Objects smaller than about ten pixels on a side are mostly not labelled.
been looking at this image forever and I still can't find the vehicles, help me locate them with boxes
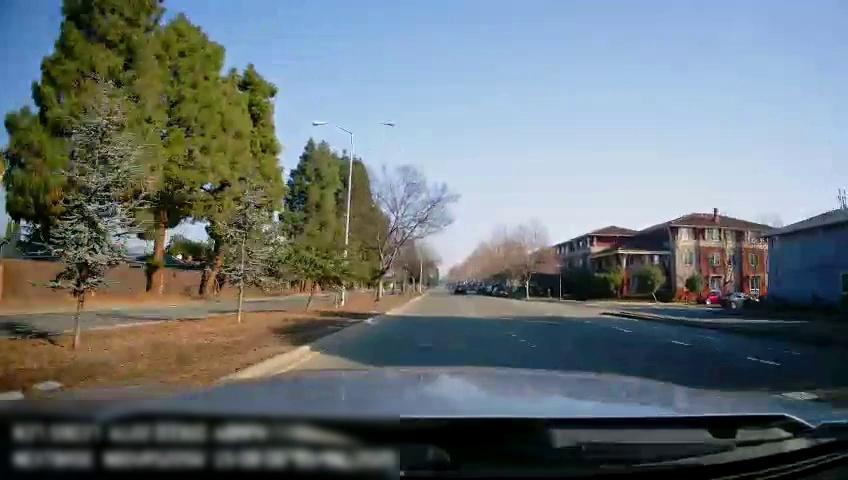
[454,284,467,295]
[718,291,759,312]
[492,287,507,298]
[695,288,721,305]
